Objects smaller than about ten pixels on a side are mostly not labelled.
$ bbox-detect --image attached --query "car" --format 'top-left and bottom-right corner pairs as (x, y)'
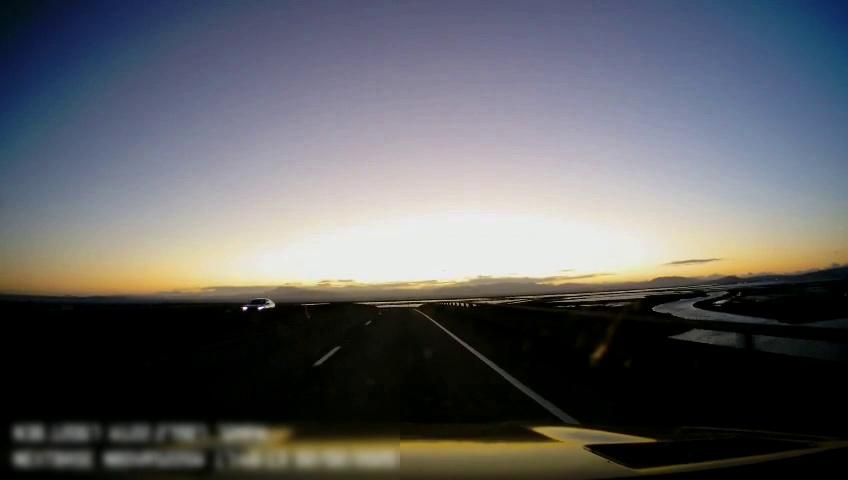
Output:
(241, 297), (276, 313)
